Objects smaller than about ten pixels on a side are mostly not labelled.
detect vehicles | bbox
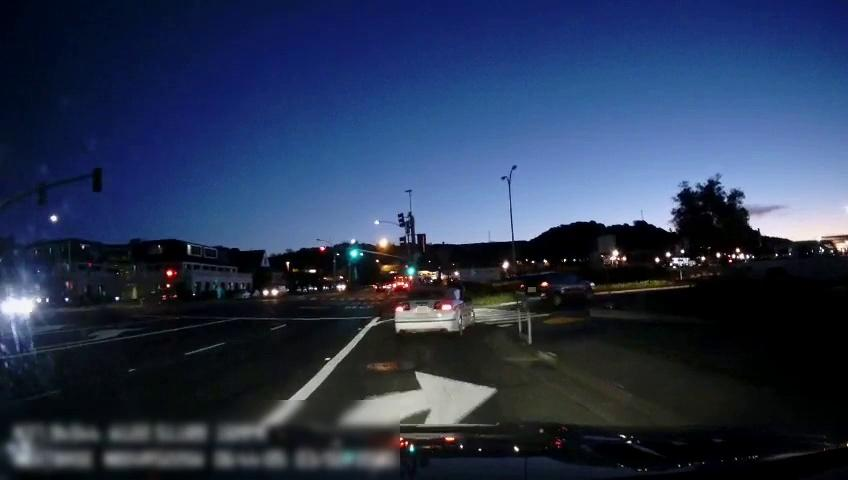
[250,290,261,298]
[143,286,178,306]
[394,287,477,341]
[236,290,251,301]
[519,272,596,310]
[262,286,278,298]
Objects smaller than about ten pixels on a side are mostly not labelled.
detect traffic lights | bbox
[397,235,407,257]
[407,262,414,277]
[91,169,100,192]
[37,181,47,203]
[352,247,358,260]
[397,212,405,229]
